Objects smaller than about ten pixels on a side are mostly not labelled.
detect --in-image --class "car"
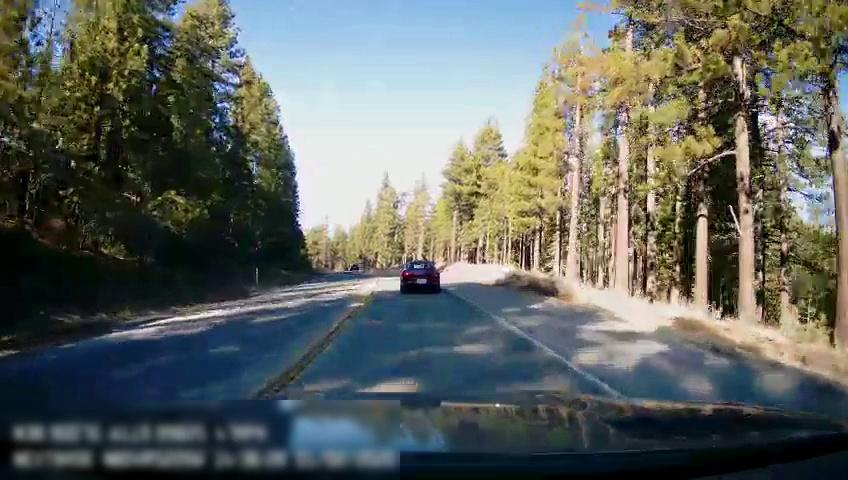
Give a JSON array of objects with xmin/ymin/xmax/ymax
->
[{"xmin": 400, "ymin": 260, "xmax": 440, "ymax": 295}]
